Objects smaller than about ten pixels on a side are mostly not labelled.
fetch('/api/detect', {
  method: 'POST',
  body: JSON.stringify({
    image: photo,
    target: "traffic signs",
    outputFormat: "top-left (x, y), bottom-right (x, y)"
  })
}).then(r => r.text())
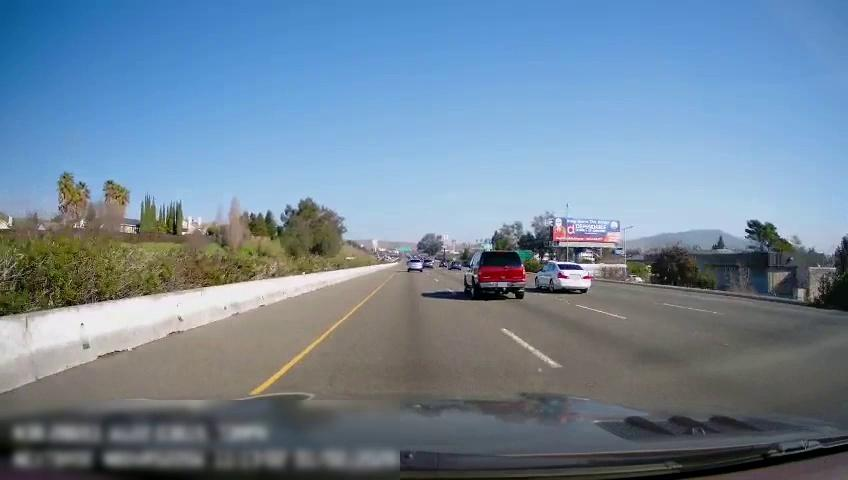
top-left (517, 248), bottom-right (534, 265)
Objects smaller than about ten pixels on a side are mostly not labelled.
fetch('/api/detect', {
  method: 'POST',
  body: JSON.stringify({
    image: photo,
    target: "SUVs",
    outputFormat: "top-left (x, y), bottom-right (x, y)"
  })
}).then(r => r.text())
top-left (463, 251), bottom-right (525, 299)
top-left (422, 257), bottom-right (435, 270)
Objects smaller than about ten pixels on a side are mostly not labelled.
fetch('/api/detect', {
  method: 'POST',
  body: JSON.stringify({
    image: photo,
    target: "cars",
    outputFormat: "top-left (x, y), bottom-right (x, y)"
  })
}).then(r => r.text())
top-left (535, 262), bottom-right (591, 293)
top-left (447, 258), bottom-right (462, 270)
top-left (406, 257), bottom-right (423, 272)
